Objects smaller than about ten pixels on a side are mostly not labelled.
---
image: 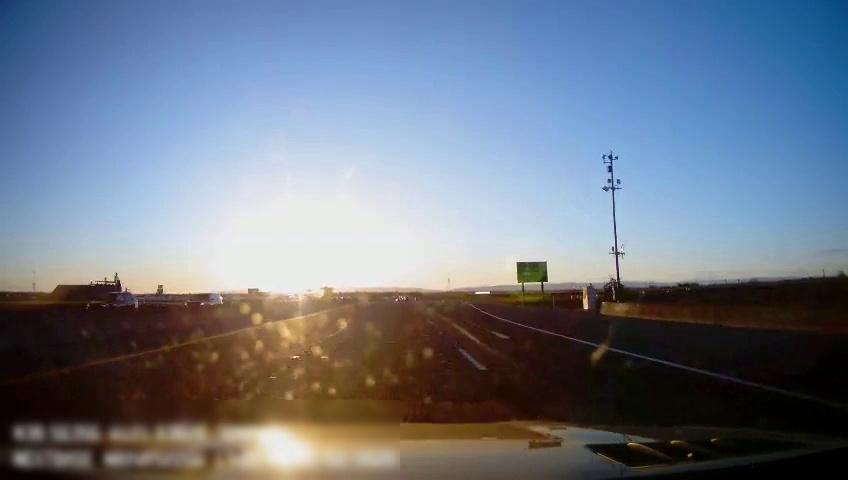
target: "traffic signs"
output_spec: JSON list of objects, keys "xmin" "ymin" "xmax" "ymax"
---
[{"xmin": 516, "ymin": 261, "xmax": 548, "ymax": 283}]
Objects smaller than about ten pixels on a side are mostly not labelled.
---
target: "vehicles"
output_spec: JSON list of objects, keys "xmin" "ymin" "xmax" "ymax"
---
[
  {"xmin": 182, "ymin": 292, "xmax": 223, "ymax": 312},
  {"xmin": 84, "ymin": 290, "xmax": 139, "ymax": 315}
]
